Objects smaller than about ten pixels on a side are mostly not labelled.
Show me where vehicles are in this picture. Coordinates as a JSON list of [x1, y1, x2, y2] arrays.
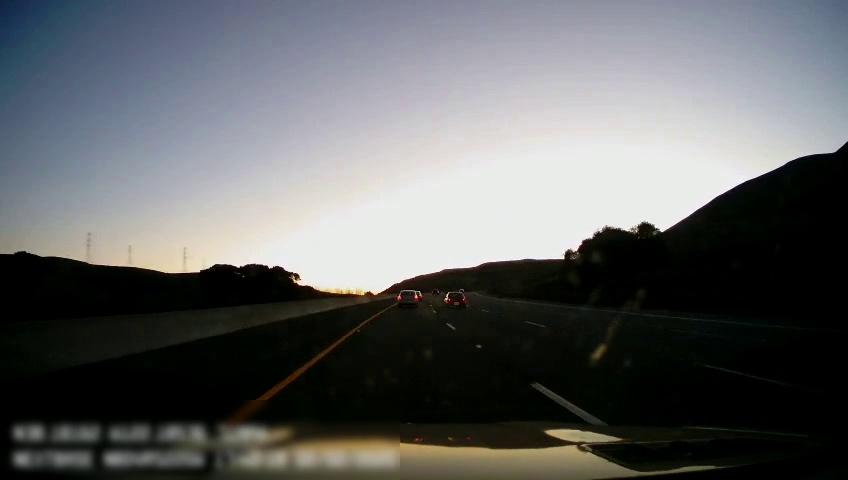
[[443, 291, 467, 308], [415, 290, 423, 301], [397, 289, 418, 308]]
